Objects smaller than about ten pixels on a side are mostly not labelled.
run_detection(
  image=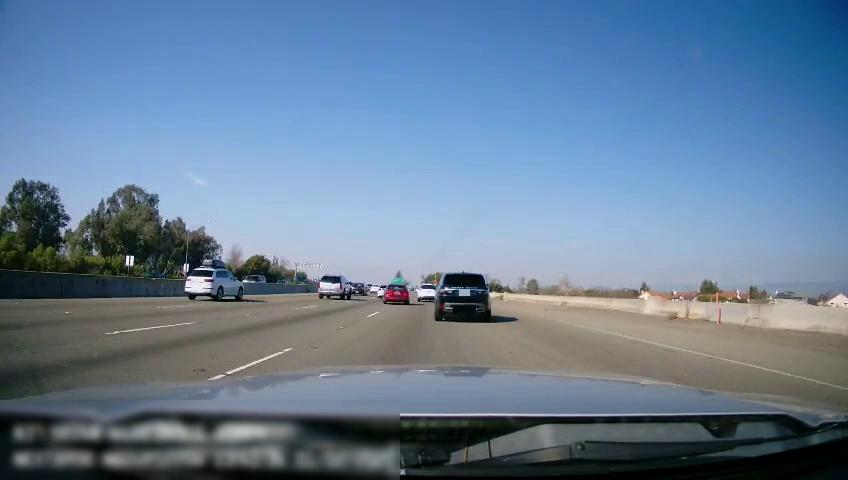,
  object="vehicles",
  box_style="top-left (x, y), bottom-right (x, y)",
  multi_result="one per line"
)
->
top-left (369, 283), bottom-right (382, 294)
top-left (382, 283), bottom-right (410, 305)
top-left (349, 282), bottom-right (369, 297)
top-left (416, 283), bottom-right (437, 303)
top-left (317, 274), bottom-right (353, 300)
top-left (242, 274), bottom-right (267, 283)
top-left (377, 285), bottom-right (392, 300)
top-left (184, 259), bottom-right (245, 302)
top-left (433, 272), bottom-right (492, 322)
